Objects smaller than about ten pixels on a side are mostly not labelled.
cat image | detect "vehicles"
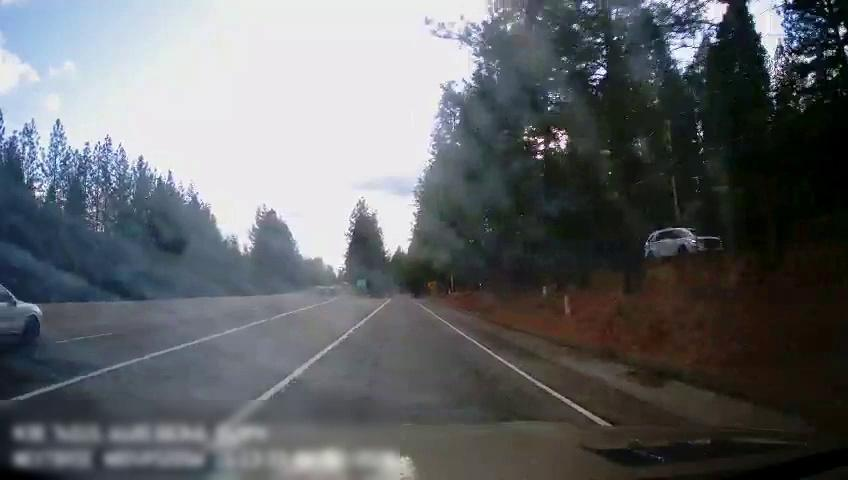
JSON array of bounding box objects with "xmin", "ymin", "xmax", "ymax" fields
[
  {"xmin": 318, "ymin": 285, "xmax": 330, "ymax": 296},
  {"xmin": 644, "ymin": 227, "xmax": 725, "ymax": 259},
  {"xmin": 0, "ymin": 282, "xmax": 43, "ymax": 345}
]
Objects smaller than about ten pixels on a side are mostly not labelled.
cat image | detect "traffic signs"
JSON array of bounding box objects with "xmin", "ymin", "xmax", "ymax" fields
[
  {"xmin": 356, "ymin": 279, "xmax": 368, "ymax": 289},
  {"xmin": 427, "ymin": 281, "xmax": 439, "ymax": 290}
]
